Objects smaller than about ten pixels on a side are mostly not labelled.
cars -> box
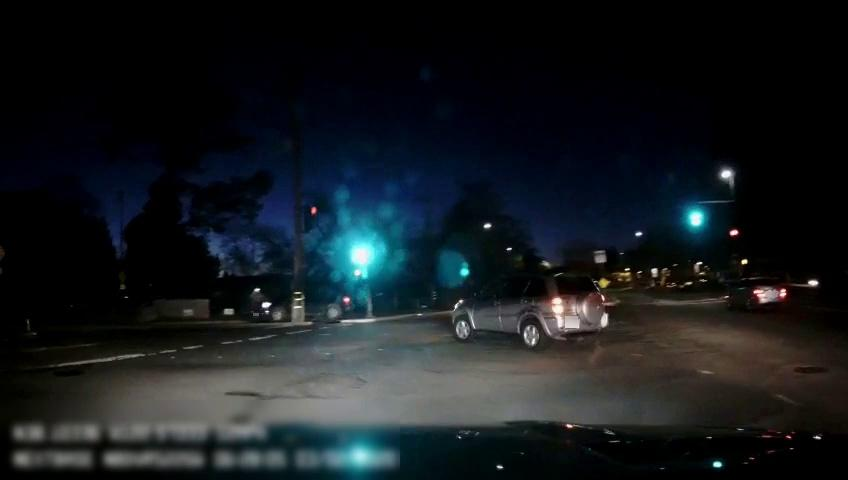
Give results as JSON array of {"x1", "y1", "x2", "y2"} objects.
[{"x1": 725, "y1": 275, "x2": 788, "y2": 314}]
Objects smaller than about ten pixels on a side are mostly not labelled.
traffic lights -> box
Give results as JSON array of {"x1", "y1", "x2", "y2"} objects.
[
  {"x1": 690, "y1": 202, "x2": 701, "y2": 225},
  {"x1": 356, "y1": 244, "x2": 366, "y2": 266},
  {"x1": 305, "y1": 203, "x2": 317, "y2": 232}
]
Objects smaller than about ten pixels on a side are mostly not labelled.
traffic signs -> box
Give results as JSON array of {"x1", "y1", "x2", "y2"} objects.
[
  {"x1": 597, "y1": 276, "x2": 610, "y2": 288},
  {"x1": 594, "y1": 250, "x2": 606, "y2": 262}
]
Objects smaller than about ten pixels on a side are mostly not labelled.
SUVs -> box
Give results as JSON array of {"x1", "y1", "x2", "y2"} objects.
[
  {"x1": 451, "y1": 272, "x2": 609, "y2": 351},
  {"x1": 250, "y1": 283, "x2": 354, "y2": 323}
]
